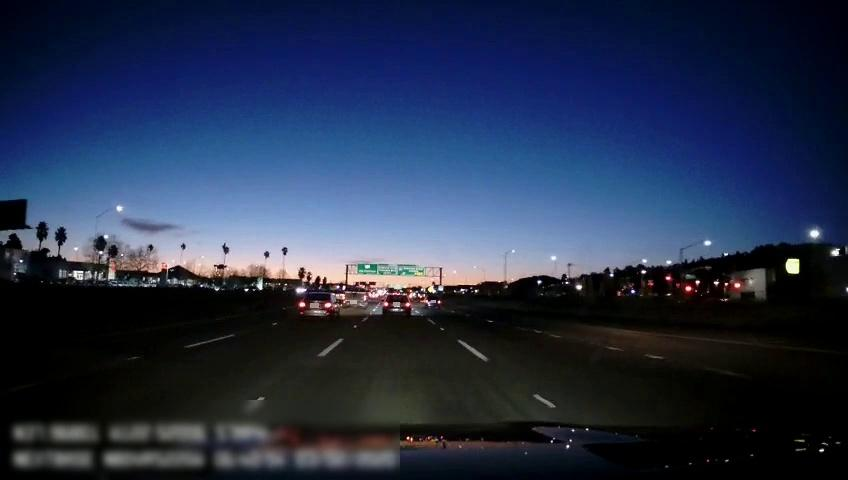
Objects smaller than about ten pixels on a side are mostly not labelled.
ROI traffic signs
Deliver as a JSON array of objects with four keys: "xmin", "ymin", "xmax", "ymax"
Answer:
[
  {"xmin": 357, "ymin": 264, "xmax": 378, "ymax": 274},
  {"xmin": 397, "ymin": 263, "xmax": 424, "ymax": 276},
  {"xmin": 377, "ymin": 264, "xmax": 397, "ymax": 275}
]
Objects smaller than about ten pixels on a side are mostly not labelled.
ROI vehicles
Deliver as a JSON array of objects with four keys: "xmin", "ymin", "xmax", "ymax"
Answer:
[
  {"xmin": 244, "ymin": 286, "xmax": 260, "ymax": 293},
  {"xmin": 342, "ymin": 286, "xmax": 369, "ymax": 308},
  {"xmin": 381, "ymin": 294, "xmax": 411, "ymax": 316},
  {"xmin": 423, "ymin": 295, "xmax": 442, "ymax": 309},
  {"xmin": 299, "ymin": 291, "xmax": 341, "ymax": 321}
]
